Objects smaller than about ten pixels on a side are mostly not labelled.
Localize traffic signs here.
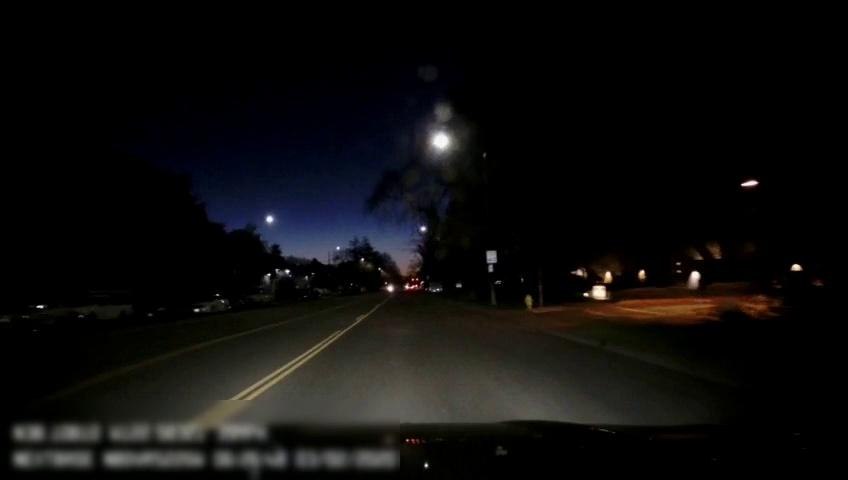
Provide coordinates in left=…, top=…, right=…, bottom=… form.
left=486, top=249, right=497, bottom=264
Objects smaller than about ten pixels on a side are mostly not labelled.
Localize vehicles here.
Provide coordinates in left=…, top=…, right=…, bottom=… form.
left=242, top=288, right=273, bottom=307
left=188, top=293, right=232, bottom=316
left=137, top=299, right=188, bottom=321
left=54, top=294, right=133, bottom=330
left=427, top=282, right=443, bottom=296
